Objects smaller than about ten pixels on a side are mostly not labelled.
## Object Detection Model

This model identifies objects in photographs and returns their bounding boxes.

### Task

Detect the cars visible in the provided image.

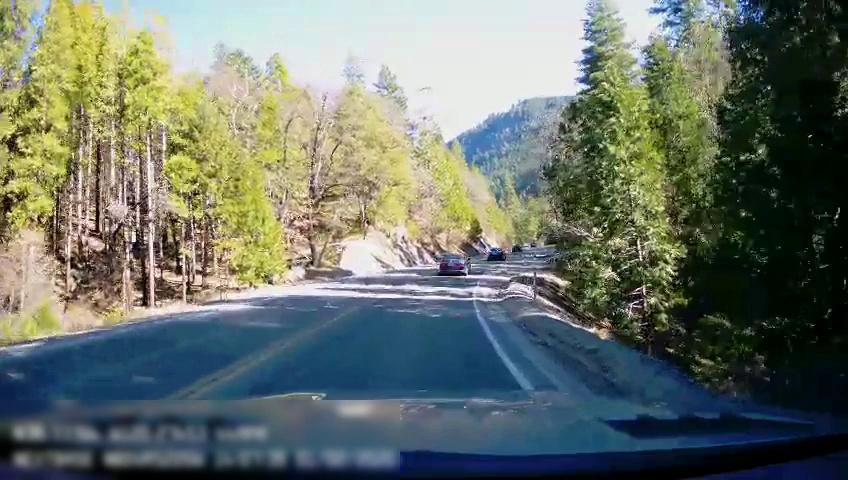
[487,247,507,261]
[439,252,472,277]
